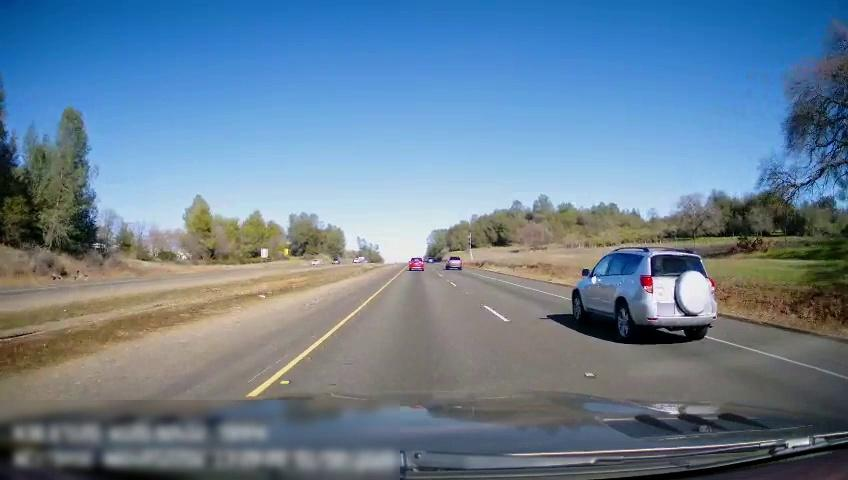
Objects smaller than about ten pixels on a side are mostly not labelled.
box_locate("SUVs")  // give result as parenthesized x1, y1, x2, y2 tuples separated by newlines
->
(569, 251, 717, 343)
(444, 255, 463, 270)
(408, 256, 425, 271)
